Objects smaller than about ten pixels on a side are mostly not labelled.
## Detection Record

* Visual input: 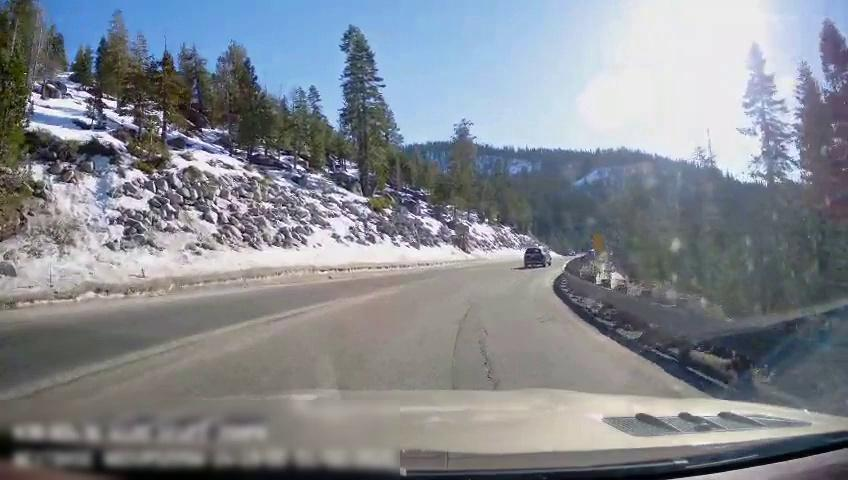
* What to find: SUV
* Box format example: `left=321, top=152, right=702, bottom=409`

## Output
left=523, top=246, right=553, bottom=269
